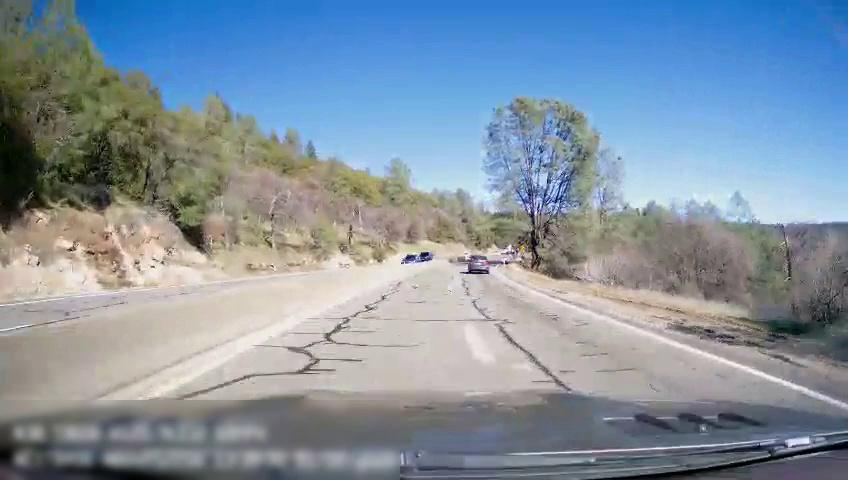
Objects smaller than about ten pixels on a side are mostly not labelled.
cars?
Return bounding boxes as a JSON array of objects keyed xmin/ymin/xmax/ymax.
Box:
[{"xmin": 400, "ymin": 254, "xmax": 422, "ymax": 265}]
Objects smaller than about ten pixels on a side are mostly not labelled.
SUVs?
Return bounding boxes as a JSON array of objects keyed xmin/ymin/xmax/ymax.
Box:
[
  {"xmin": 467, "ymin": 253, "xmax": 490, "ymax": 274},
  {"xmin": 416, "ymin": 251, "xmax": 433, "ymax": 263}
]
